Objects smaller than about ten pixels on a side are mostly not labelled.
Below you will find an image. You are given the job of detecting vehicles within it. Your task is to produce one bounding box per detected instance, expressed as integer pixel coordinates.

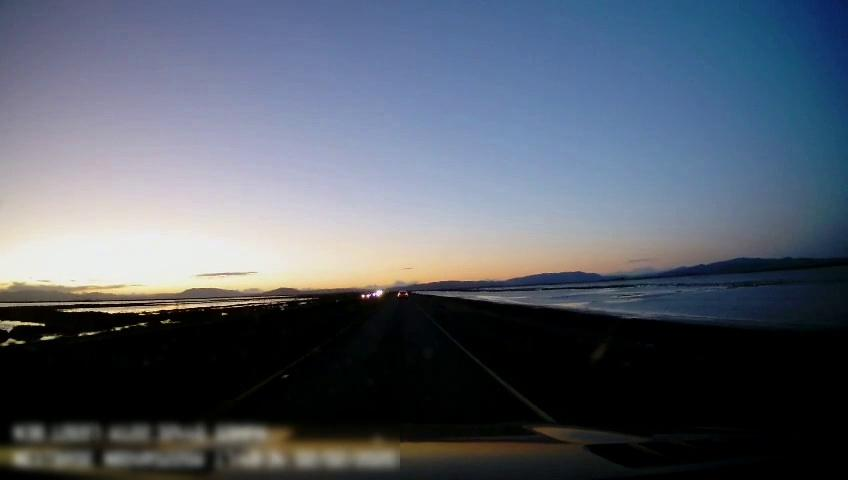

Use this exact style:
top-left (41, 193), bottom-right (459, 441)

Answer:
top-left (360, 292), bottom-right (372, 301)
top-left (397, 290), bottom-right (409, 299)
